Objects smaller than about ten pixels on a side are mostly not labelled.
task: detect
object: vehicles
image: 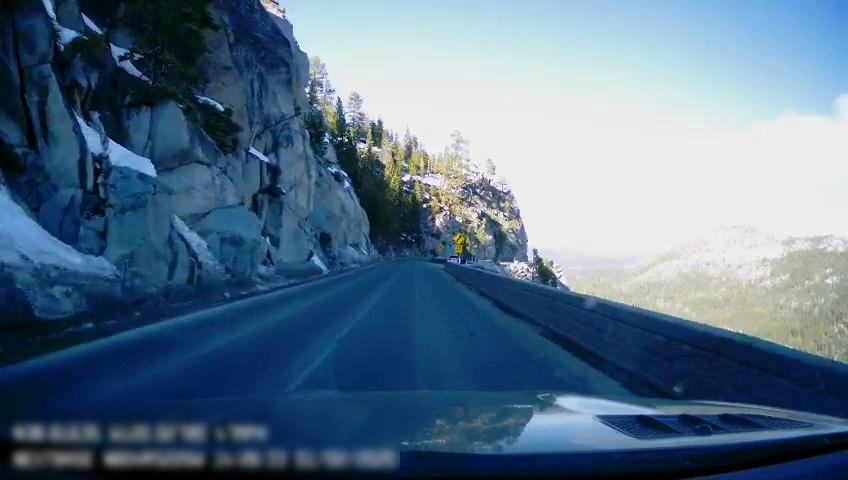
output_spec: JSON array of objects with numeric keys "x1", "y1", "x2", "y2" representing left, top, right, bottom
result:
[{"x1": 447, "y1": 256, "x2": 459, "y2": 266}]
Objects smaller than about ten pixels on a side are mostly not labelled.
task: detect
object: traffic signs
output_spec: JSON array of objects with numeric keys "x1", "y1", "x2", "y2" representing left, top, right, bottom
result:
[
  {"x1": 456, "y1": 245, "x2": 463, "y2": 253},
  {"x1": 452, "y1": 232, "x2": 465, "y2": 245}
]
